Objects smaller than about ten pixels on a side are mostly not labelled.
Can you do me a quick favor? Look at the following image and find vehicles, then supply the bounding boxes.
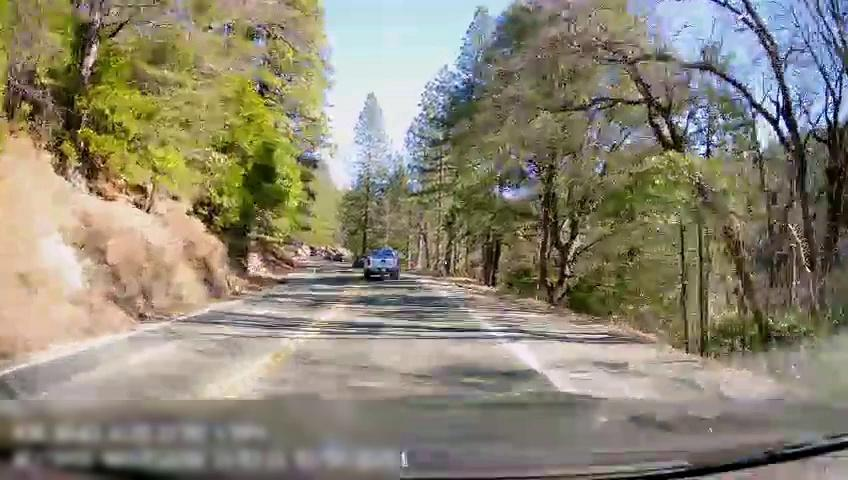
[363,247,400,279]
[352,255,367,269]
